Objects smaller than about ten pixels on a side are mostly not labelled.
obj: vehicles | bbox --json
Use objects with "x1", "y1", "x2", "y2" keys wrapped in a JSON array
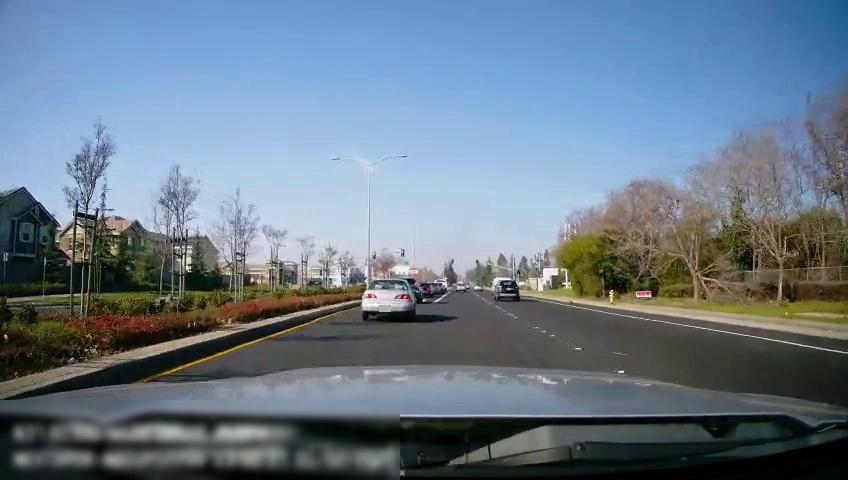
[
  {"x1": 455, "y1": 282, "x2": 467, "y2": 293},
  {"x1": 488, "y1": 277, "x2": 513, "y2": 296},
  {"x1": 437, "y1": 282, "x2": 446, "y2": 294},
  {"x1": 402, "y1": 277, "x2": 425, "y2": 304},
  {"x1": 493, "y1": 280, "x2": 520, "y2": 302},
  {"x1": 308, "y1": 279, "x2": 323, "y2": 286},
  {"x1": 430, "y1": 282, "x2": 441, "y2": 295},
  {"x1": 420, "y1": 282, "x2": 433, "y2": 298},
  {"x1": 361, "y1": 278, "x2": 417, "y2": 320}
]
